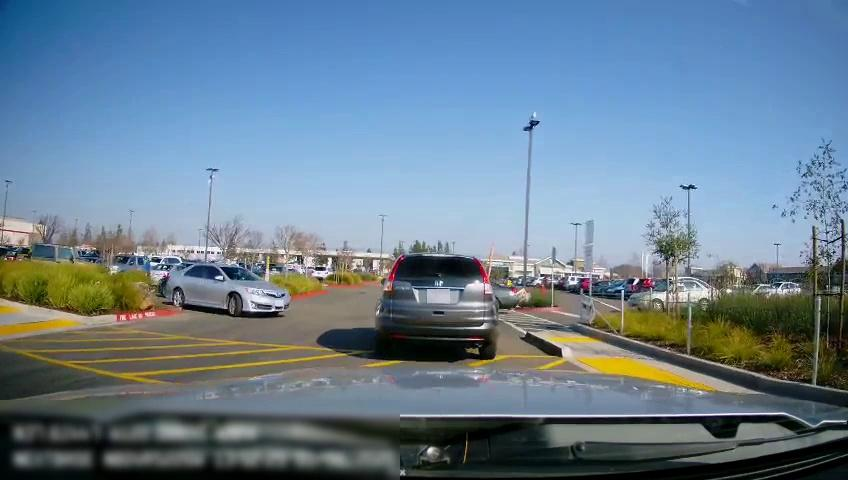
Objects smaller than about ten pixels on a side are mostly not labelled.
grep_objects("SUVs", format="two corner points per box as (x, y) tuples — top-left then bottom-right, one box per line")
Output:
(376, 252), (498, 360)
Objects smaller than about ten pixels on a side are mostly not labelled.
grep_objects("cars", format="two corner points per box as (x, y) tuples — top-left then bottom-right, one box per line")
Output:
(164, 263), (289, 318)
(494, 284), (521, 314)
